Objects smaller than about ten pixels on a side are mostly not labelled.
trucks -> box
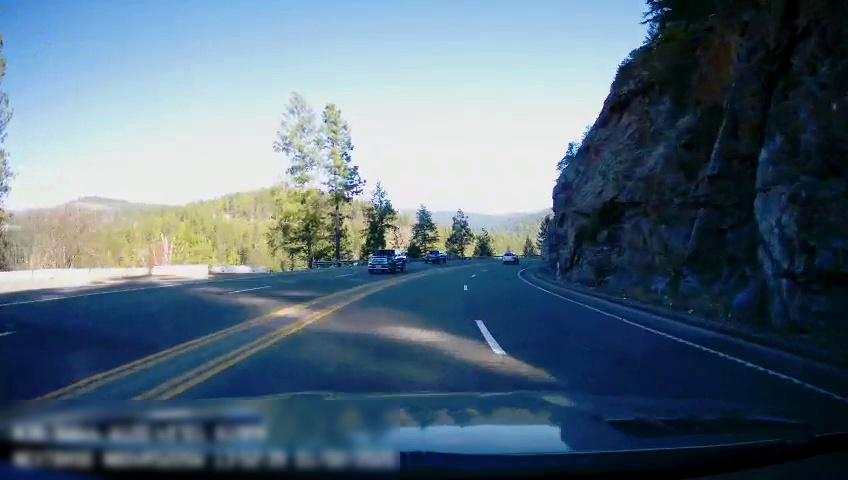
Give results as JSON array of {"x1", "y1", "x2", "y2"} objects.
[
  {"x1": 367, "y1": 248, "x2": 408, "y2": 275},
  {"x1": 423, "y1": 250, "x2": 448, "y2": 264}
]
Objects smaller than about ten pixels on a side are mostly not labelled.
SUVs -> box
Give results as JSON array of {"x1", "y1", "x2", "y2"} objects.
[{"x1": 502, "y1": 251, "x2": 520, "y2": 265}]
